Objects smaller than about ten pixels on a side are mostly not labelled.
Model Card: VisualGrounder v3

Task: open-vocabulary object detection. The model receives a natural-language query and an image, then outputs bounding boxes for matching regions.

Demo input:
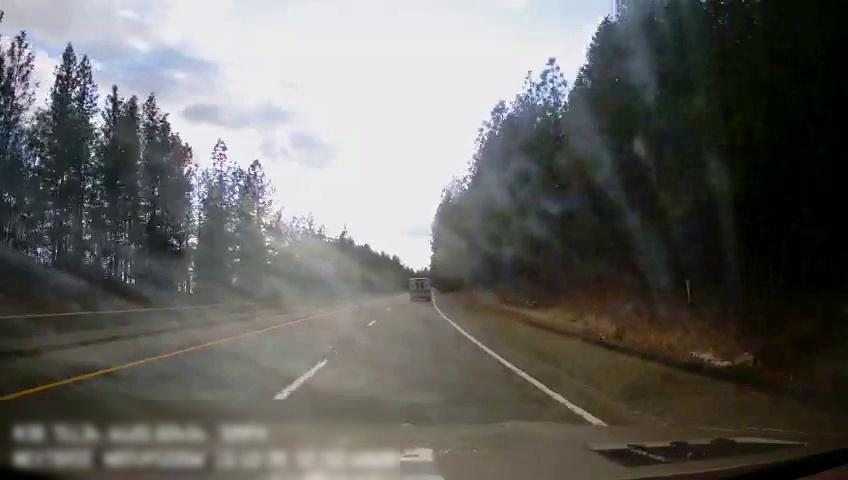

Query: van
[409,277,432,301]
